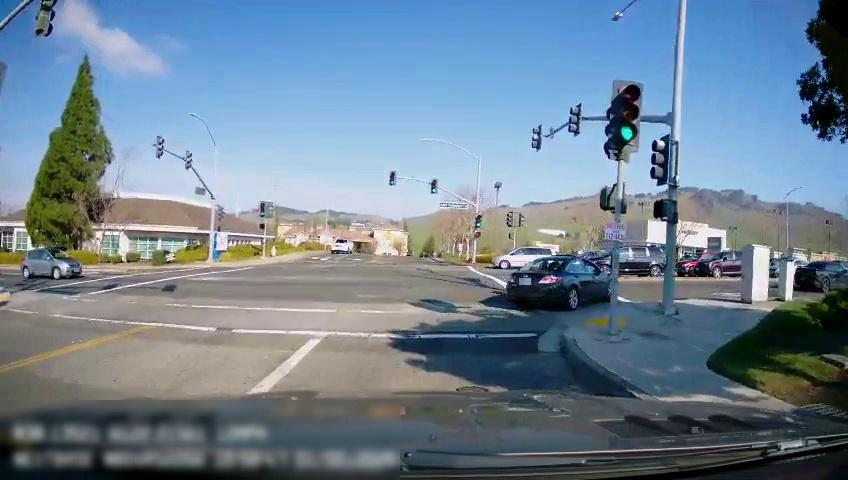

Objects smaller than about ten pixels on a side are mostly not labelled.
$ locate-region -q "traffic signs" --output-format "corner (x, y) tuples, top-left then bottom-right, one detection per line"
(194, 186), (206, 195)
(438, 200), (467, 210)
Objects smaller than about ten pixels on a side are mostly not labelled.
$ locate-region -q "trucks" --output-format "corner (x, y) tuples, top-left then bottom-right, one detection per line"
(677, 251), (715, 274)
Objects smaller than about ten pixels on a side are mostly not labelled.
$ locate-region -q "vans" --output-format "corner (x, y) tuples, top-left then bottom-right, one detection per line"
(589, 244), (668, 278)
(494, 245), (558, 270)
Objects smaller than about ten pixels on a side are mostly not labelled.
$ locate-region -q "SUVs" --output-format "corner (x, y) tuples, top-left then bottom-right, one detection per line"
(698, 247), (747, 279)
(330, 238), (353, 254)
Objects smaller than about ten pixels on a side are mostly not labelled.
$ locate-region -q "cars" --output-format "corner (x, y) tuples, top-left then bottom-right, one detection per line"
(22, 247), (82, 280)
(793, 260), (848, 294)
(505, 254), (619, 313)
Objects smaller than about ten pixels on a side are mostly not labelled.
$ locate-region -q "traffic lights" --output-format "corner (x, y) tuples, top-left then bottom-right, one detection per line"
(430, 177), (440, 195)
(258, 200), (266, 219)
(602, 104), (631, 161)
(473, 214), (483, 231)
(567, 102), (584, 137)
(609, 78), (643, 155)
(648, 132), (673, 188)
(388, 169), (399, 187)
(529, 123), (543, 153)
(505, 209), (515, 228)
(34, 0), (58, 37)
(214, 205), (225, 223)
(598, 183), (620, 212)
(652, 197), (671, 219)
(184, 147), (194, 171)
(155, 134), (167, 160)
(517, 210), (526, 229)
